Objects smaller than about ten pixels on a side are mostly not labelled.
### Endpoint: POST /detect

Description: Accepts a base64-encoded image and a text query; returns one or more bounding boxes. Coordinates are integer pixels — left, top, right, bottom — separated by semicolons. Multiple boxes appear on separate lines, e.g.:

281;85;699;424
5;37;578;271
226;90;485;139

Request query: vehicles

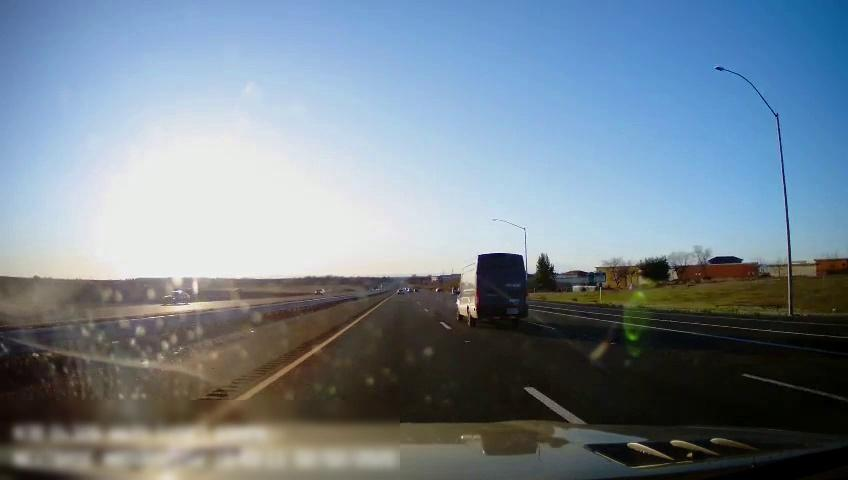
161;290;190;306
452;253;529;330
